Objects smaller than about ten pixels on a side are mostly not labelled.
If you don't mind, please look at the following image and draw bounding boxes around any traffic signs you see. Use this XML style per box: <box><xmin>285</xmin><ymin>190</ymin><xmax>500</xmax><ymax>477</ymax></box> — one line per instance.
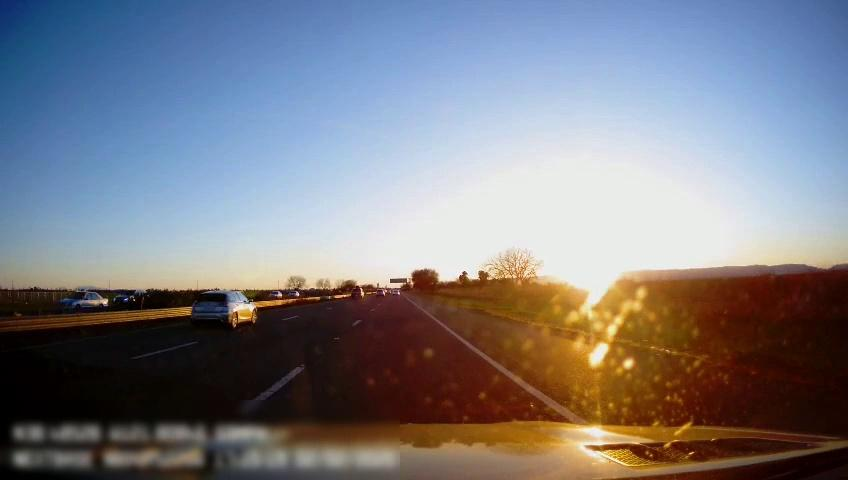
<box><xmin>390</xmin><ymin>278</ymin><xmax>407</xmax><ymax>283</ymax></box>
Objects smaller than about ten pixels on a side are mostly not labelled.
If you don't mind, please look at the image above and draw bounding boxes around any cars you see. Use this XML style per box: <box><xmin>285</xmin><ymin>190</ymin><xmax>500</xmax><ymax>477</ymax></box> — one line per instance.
<box><xmin>56</xmin><ymin>290</ymin><xmax>110</xmax><ymax>313</ymax></box>
<box><xmin>268</xmin><ymin>290</ymin><xmax>283</xmax><ymax>300</ymax></box>
<box><xmin>287</xmin><ymin>290</ymin><xmax>300</xmax><ymax>299</ymax></box>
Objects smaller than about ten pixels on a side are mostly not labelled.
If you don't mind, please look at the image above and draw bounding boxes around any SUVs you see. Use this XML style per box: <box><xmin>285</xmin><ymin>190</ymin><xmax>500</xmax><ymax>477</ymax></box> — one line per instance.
<box><xmin>191</xmin><ymin>290</ymin><xmax>258</xmax><ymax>331</ymax></box>
<box><xmin>113</xmin><ymin>289</ymin><xmax>150</xmax><ymax>307</ymax></box>
<box><xmin>350</xmin><ymin>285</ymin><xmax>365</xmax><ymax>300</ymax></box>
